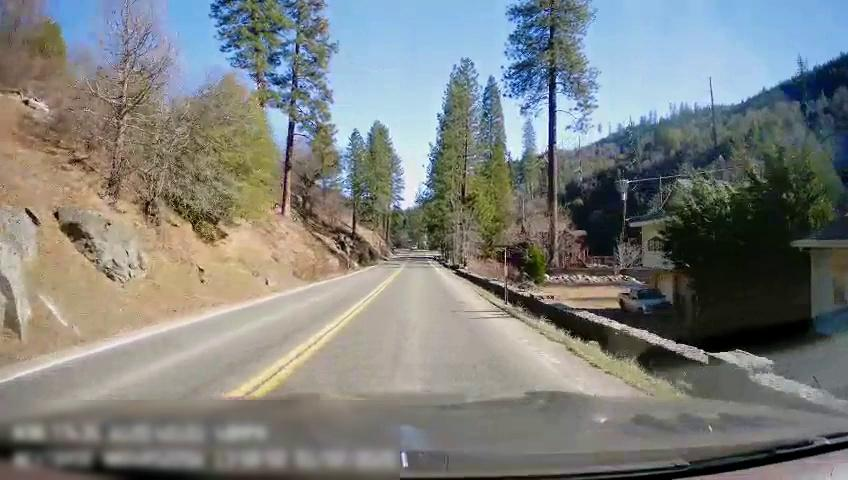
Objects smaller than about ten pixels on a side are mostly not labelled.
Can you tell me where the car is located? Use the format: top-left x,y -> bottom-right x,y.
616,287 -> 672,319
